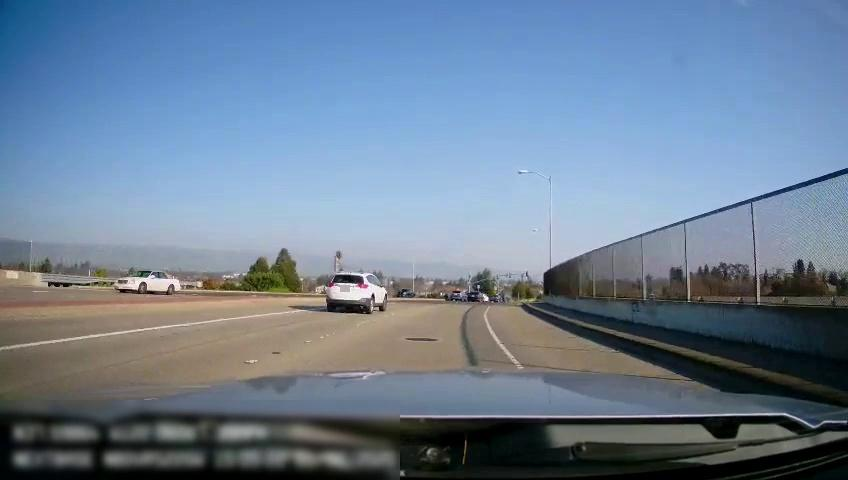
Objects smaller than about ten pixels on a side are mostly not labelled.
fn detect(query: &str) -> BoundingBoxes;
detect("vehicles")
[396,288,416,298]
[465,291,480,302]
[325,272,388,315]
[450,290,466,302]
[479,294,490,303]
[114,269,180,296]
